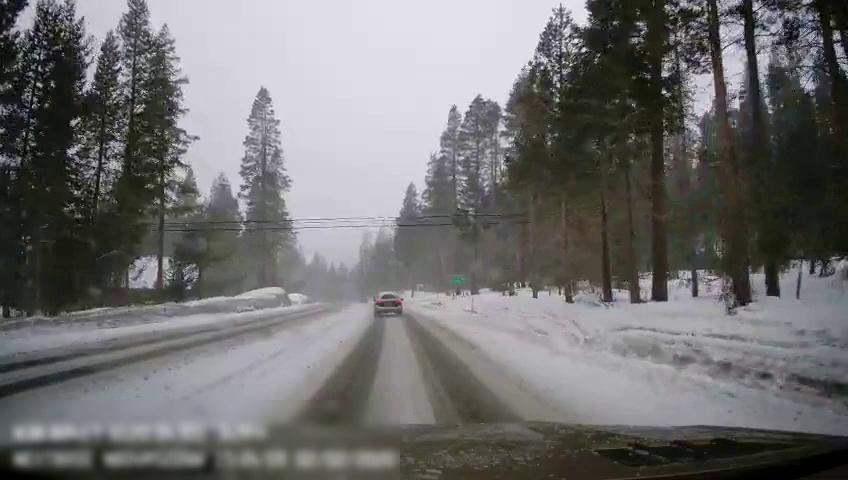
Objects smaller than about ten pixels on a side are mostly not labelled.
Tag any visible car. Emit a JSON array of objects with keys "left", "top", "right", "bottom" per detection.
[{"left": 372, "top": 290, "right": 405, "bottom": 318}]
